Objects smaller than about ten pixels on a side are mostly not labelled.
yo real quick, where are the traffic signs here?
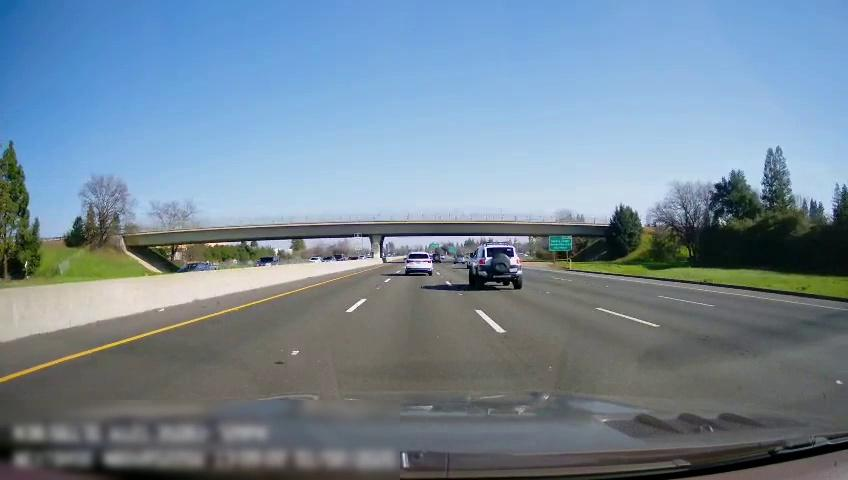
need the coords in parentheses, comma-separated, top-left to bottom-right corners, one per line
(548, 235, 572, 253)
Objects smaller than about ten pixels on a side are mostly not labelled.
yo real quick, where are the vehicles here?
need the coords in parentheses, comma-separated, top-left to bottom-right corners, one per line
(404, 250, 433, 276)
(256, 256, 282, 267)
(466, 244, 524, 291)
(176, 261, 209, 273)
(431, 253, 443, 264)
